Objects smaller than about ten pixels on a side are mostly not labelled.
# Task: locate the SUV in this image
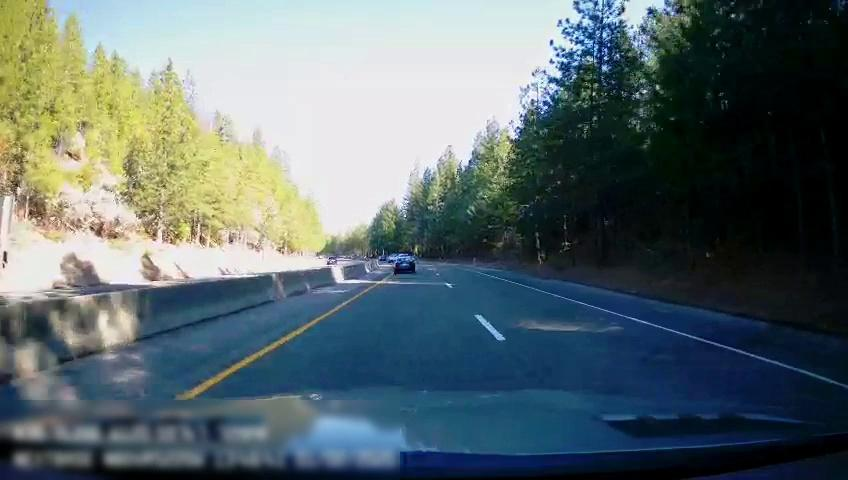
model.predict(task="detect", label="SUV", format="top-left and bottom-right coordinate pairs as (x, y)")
top-left (326, 256), bottom-right (338, 265)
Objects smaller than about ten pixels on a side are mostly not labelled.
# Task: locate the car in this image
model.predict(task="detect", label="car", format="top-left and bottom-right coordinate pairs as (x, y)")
top-left (392, 256), bottom-right (416, 273)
